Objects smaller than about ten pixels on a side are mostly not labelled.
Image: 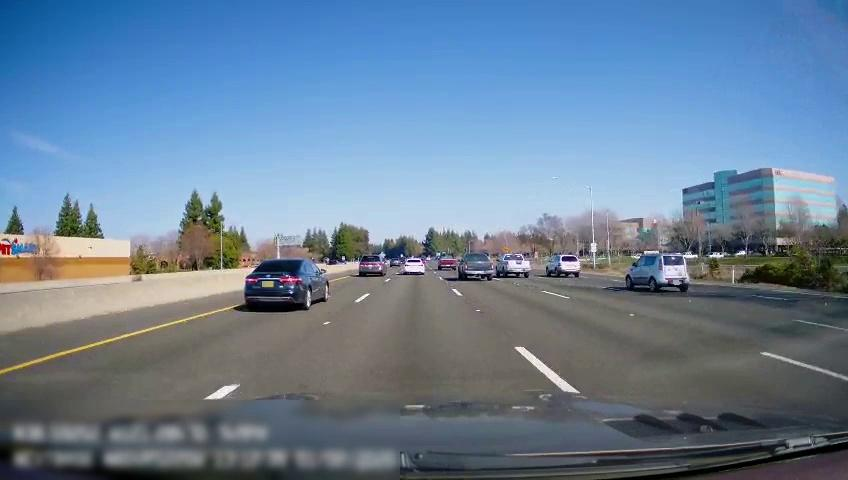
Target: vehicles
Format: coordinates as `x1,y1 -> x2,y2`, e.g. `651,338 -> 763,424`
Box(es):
624,254 -> 692,294
437,251 -> 458,271
402,258 -> 425,276
545,254 -> 580,278
389,259 -> 401,268
494,252 -> 532,279
358,255 -> 387,277
458,253 -> 494,282
244,258 -> 330,312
